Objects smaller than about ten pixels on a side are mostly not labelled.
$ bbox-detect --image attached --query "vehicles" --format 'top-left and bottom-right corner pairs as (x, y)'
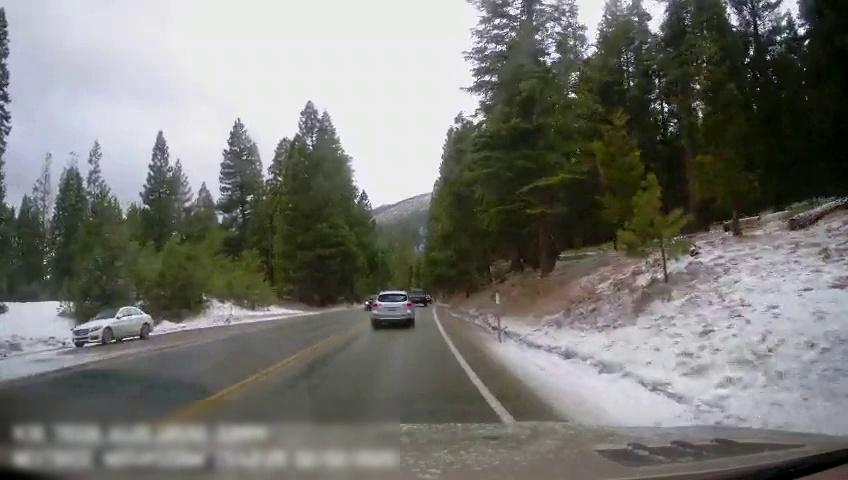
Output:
(364, 296), (376, 311)
(72, 306), (154, 347)
(407, 289), (427, 305)
(425, 293), (432, 304)
(372, 290), (415, 329)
